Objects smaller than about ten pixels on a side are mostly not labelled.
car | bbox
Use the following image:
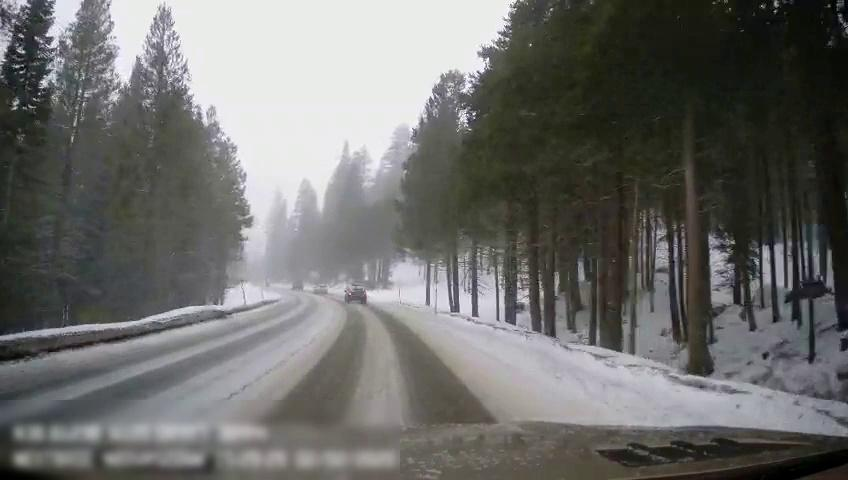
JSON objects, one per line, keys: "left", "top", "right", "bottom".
{"left": 312, "top": 284, "right": 328, "bottom": 295}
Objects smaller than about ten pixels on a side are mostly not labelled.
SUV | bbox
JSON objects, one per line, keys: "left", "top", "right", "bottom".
{"left": 344, "top": 284, "right": 367, "bottom": 304}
